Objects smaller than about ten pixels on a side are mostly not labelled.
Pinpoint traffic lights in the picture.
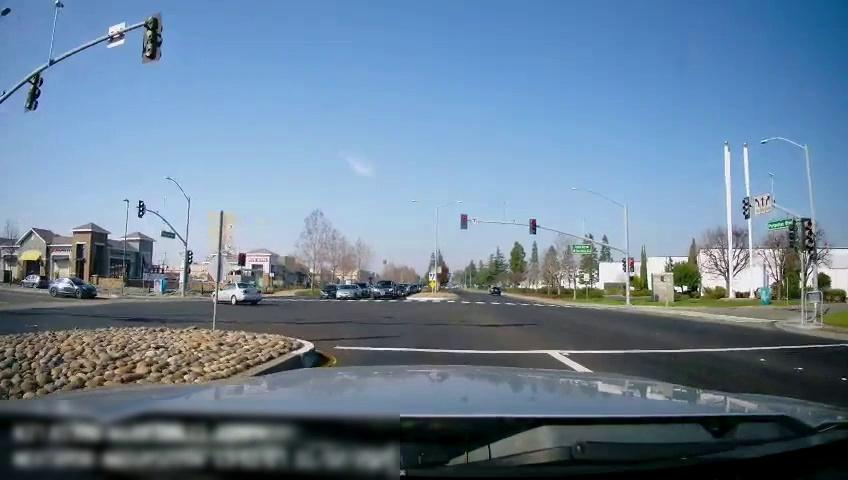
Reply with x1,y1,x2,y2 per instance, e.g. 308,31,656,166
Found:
628,256,635,273
187,250,194,265
25,75,44,112
800,216,814,249
460,213,468,230
786,224,798,249
529,218,537,235
741,197,751,219
141,15,161,61
138,200,145,217
622,257,627,273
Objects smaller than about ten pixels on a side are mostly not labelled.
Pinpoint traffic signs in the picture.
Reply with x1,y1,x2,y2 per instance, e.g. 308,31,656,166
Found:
753,195,771,207
766,218,793,231
570,243,593,255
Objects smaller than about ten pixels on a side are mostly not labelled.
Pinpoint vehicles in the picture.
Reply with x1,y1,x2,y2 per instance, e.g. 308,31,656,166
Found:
399,284,408,298
371,280,400,299
210,281,264,305
319,284,340,299
19,275,50,289
49,277,97,299
334,283,361,299
356,282,371,299
490,286,502,296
